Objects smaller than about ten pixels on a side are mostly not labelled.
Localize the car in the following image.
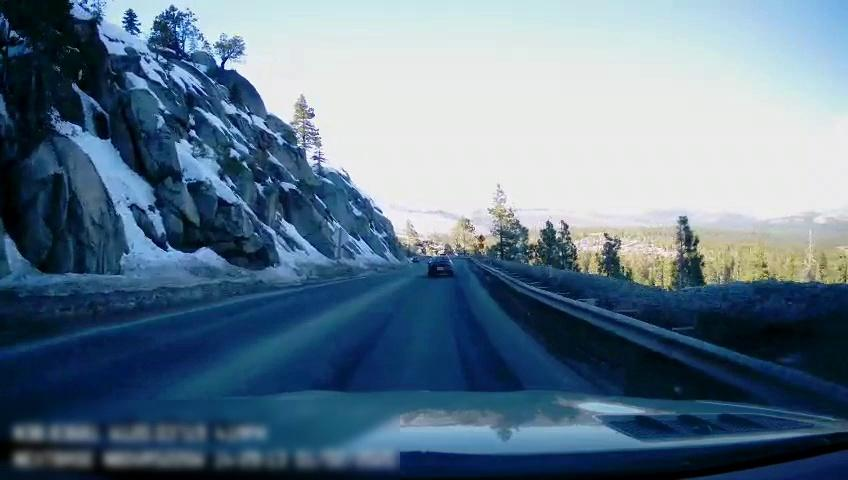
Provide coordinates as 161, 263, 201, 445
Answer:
427, 256, 455, 278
